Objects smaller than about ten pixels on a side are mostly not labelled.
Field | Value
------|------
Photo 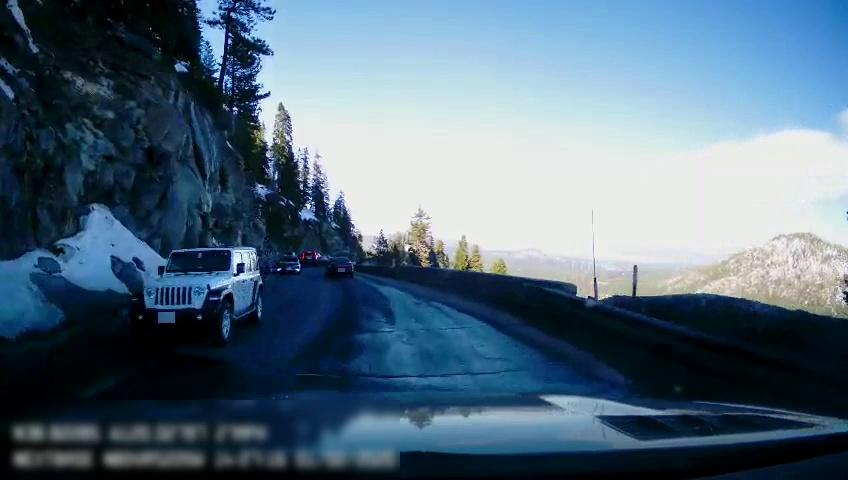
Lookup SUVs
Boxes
[141,248,264,348]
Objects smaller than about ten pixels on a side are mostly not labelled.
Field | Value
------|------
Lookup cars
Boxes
[325,255,355,278]
[276,255,302,273]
